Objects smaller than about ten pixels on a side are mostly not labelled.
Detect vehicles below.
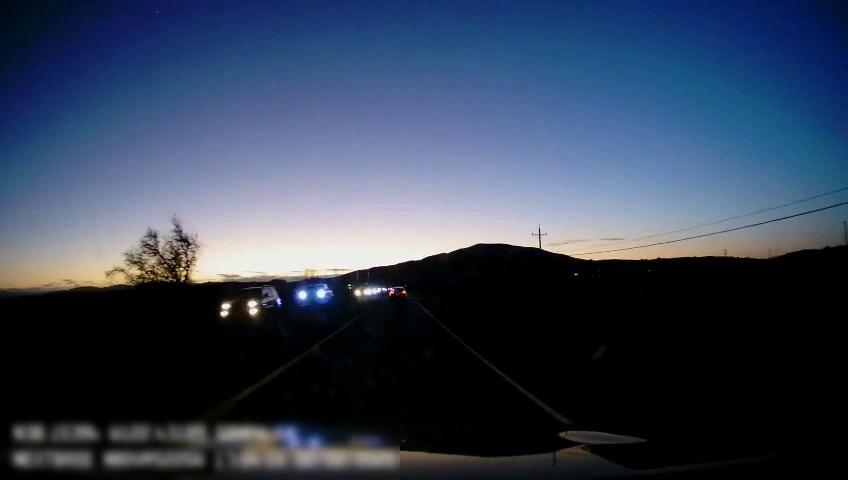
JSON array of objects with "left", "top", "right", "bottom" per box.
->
[
  {"left": 390, "top": 286, "right": 407, "bottom": 299},
  {"left": 353, "top": 285, "right": 371, "bottom": 299},
  {"left": 218, "top": 285, "right": 283, "bottom": 323},
  {"left": 296, "top": 283, "right": 335, "bottom": 308}
]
